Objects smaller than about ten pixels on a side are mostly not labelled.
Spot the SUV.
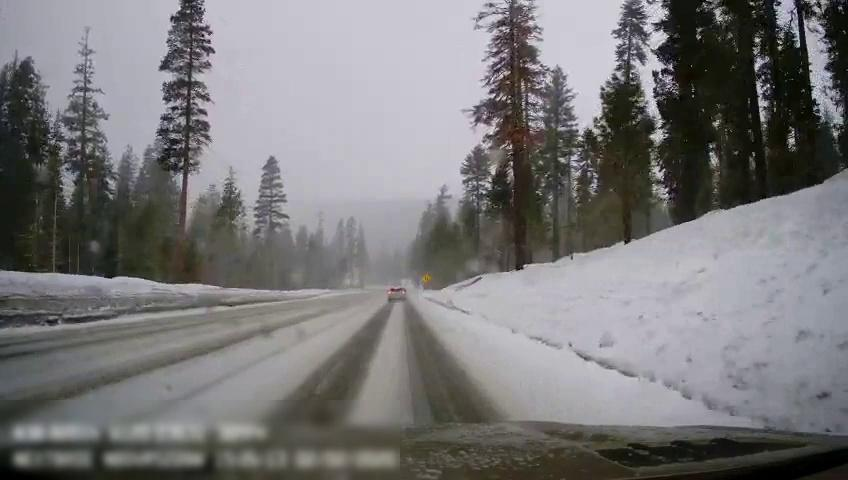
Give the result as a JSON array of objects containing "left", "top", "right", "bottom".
[{"left": 387, "top": 287, "right": 406, "bottom": 302}]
